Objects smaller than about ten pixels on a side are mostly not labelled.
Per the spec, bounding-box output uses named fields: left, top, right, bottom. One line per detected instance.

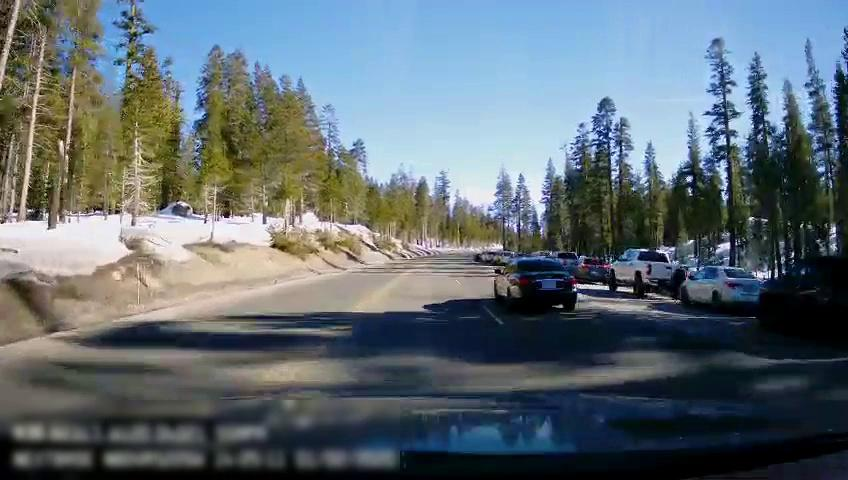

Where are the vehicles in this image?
left=492, top=256, right=576, bottom=313
left=496, top=251, right=519, bottom=268
left=679, top=265, right=763, bottom=313
left=572, top=255, right=609, bottom=285
left=756, top=255, right=848, bottom=329
left=550, top=250, right=578, bottom=271
left=607, top=248, right=689, bottom=301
